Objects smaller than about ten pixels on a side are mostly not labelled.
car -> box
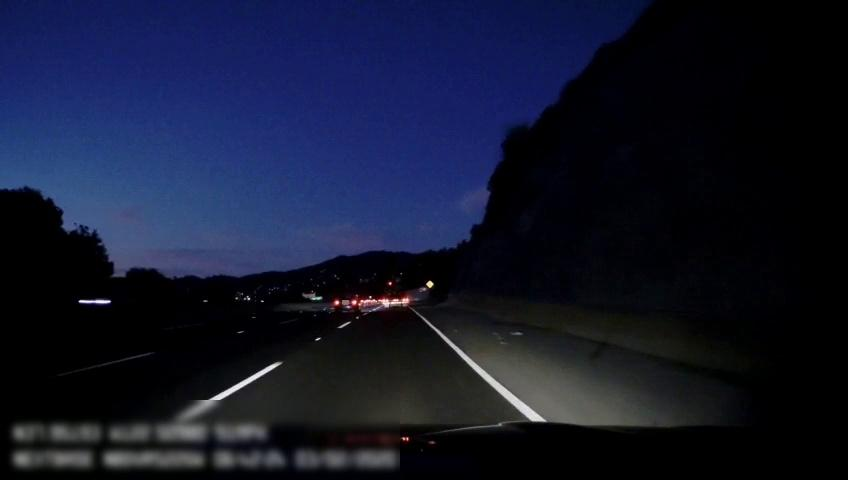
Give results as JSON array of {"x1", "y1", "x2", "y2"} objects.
[{"x1": 334, "y1": 294, "x2": 363, "y2": 316}]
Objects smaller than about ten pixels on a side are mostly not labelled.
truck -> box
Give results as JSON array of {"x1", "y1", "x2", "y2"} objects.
[{"x1": 384, "y1": 276, "x2": 411, "y2": 309}]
